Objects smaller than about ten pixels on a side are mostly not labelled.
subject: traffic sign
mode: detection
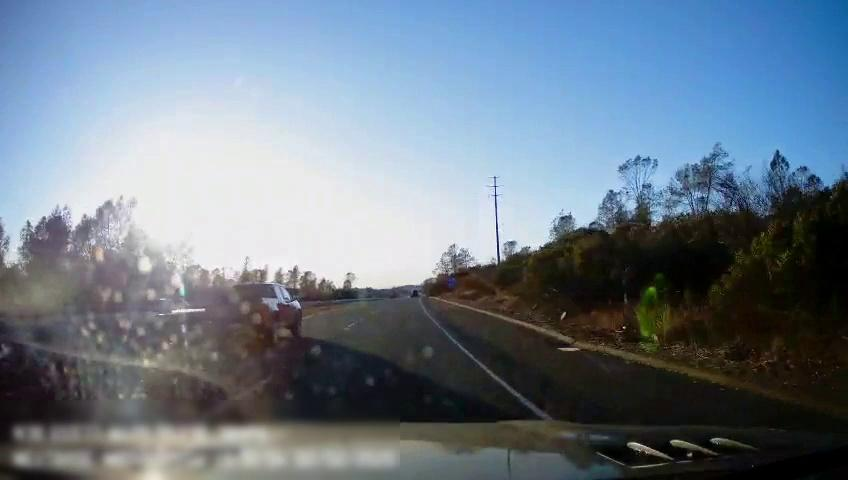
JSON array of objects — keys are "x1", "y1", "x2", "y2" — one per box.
[{"x1": 448, "y1": 277, "x2": 456, "y2": 288}]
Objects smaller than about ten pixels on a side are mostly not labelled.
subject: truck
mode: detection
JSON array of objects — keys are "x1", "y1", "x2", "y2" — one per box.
[{"x1": 208, "y1": 282, "x2": 303, "y2": 346}]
